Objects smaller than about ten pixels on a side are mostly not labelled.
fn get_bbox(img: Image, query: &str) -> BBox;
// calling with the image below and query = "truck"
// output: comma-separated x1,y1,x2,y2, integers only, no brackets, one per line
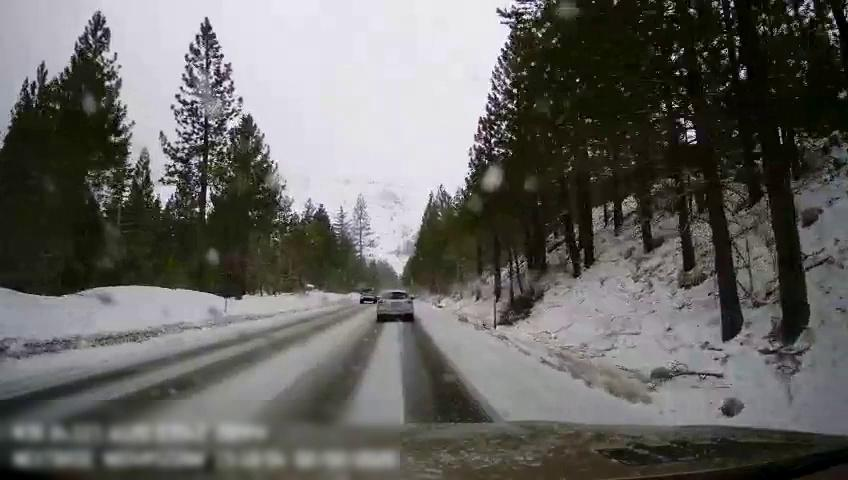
359,287,378,304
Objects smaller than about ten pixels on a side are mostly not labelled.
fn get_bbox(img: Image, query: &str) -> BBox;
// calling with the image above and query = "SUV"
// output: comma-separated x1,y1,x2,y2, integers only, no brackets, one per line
376,289,415,322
